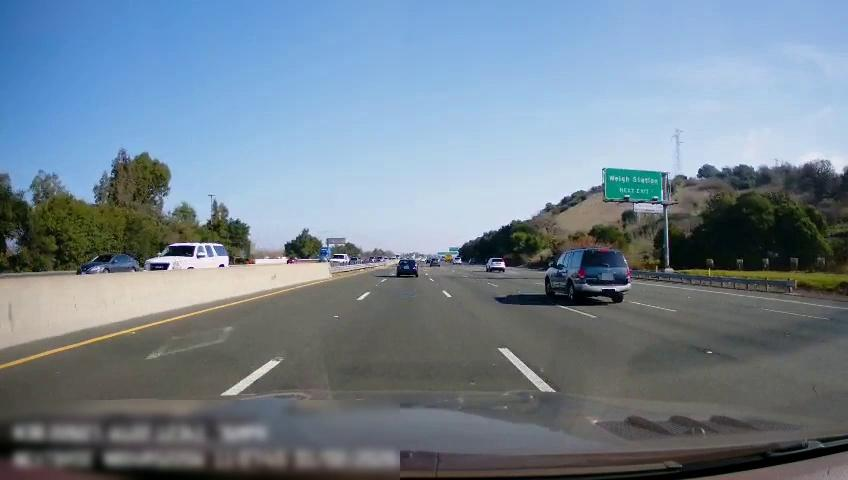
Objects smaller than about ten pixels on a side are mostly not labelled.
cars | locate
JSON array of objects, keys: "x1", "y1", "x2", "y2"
[
  {"x1": 75, "y1": 252, "x2": 141, "y2": 276},
  {"x1": 286, "y1": 256, "x2": 303, "y2": 265}
]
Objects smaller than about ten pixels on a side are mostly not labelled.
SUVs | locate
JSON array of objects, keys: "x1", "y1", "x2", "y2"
[
  {"x1": 485, "y1": 257, "x2": 506, "y2": 273},
  {"x1": 543, "y1": 246, "x2": 632, "y2": 305},
  {"x1": 328, "y1": 253, "x2": 351, "y2": 263},
  {"x1": 396, "y1": 259, "x2": 419, "y2": 278},
  {"x1": 429, "y1": 258, "x2": 440, "y2": 267},
  {"x1": 144, "y1": 241, "x2": 231, "y2": 272}
]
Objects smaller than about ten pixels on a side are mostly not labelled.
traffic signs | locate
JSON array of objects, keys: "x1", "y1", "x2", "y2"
[
  {"x1": 326, "y1": 236, "x2": 345, "y2": 244},
  {"x1": 437, "y1": 251, "x2": 456, "y2": 255},
  {"x1": 603, "y1": 167, "x2": 665, "y2": 204}
]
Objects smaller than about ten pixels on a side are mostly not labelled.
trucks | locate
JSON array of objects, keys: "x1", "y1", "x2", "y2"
[{"x1": 319, "y1": 246, "x2": 334, "y2": 262}]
